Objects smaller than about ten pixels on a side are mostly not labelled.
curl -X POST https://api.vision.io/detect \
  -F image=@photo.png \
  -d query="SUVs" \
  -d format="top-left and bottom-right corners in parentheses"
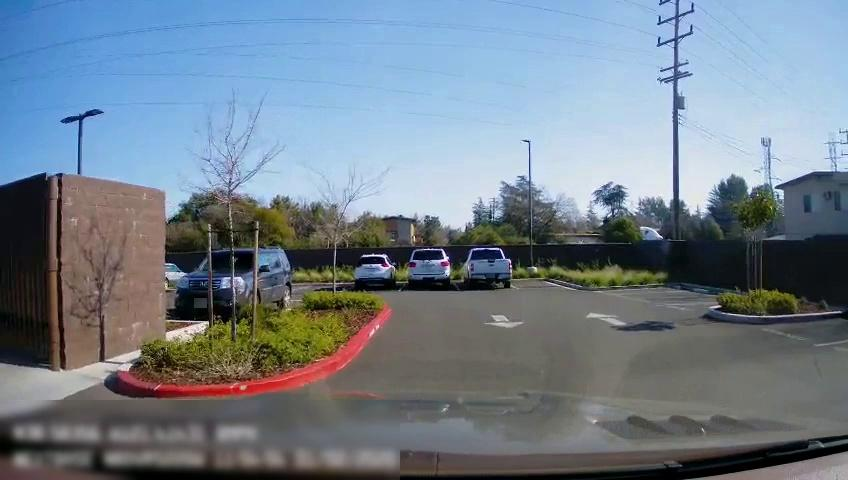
top-left (164, 263), bottom-right (193, 288)
top-left (174, 248), bottom-right (294, 323)
top-left (354, 254), bottom-right (398, 290)
top-left (408, 249), bottom-right (451, 290)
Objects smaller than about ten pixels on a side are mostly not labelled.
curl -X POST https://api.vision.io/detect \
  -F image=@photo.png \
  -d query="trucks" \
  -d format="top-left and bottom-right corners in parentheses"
top-left (464, 247), bottom-right (512, 289)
